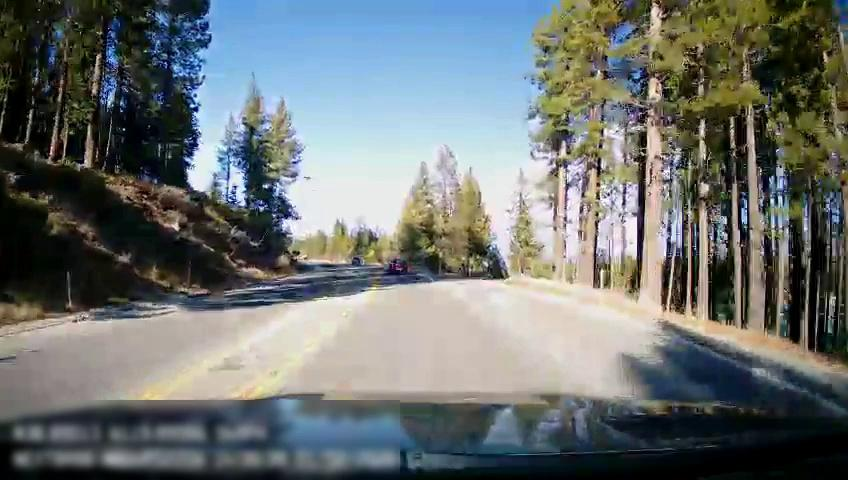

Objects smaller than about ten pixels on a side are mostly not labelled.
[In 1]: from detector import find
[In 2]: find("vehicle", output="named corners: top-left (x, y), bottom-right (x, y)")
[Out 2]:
top-left (389, 257), bottom-right (409, 274)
